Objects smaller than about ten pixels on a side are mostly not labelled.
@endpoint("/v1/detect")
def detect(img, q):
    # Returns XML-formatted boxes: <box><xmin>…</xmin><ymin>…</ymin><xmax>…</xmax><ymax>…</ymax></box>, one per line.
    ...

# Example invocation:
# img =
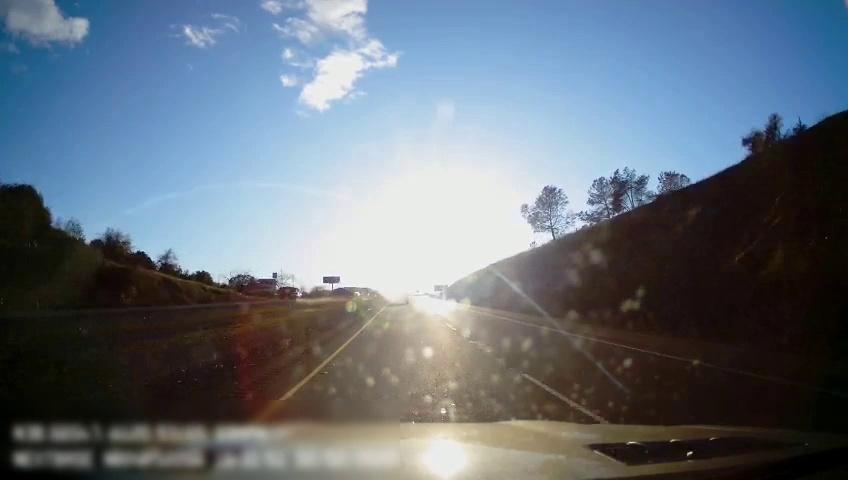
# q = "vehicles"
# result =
<box><xmin>394</xmin><ymin>292</ymin><xmax>410</xmax><ymax>305</ymax></box>
<box><xmin>290</xmin><ymin>291</ymin><xmax>302</xmax><ymax>299</ymax></box>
